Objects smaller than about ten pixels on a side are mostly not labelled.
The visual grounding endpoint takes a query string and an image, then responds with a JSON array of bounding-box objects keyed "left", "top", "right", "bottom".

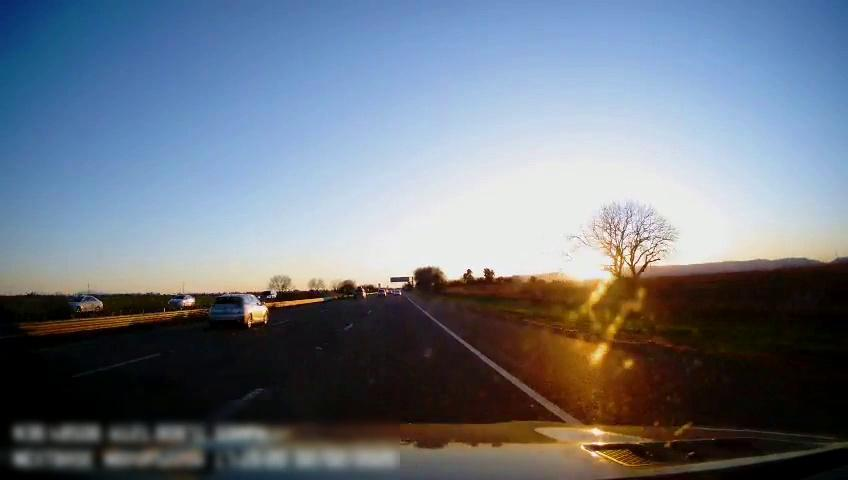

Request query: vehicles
[
  {"left": 352, "top": 285, "right": 367, "bottom": 300},
  {"left": 209, "top": 294, "right": 270, "bottom": 331},
  {"left": 168, "top": 295, "right": 195, "bottom": 309},
  {"left": 63, "top": 295, "right": 103, "bottom": 315},
  {"left": 256, "top": 290, "right": 277, "bottom": 302}
]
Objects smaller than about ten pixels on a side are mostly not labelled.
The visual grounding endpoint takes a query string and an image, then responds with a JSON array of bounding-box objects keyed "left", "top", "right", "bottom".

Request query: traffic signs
[{"left": 390, "top": 277, "right": 409, "bottom": 282}]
